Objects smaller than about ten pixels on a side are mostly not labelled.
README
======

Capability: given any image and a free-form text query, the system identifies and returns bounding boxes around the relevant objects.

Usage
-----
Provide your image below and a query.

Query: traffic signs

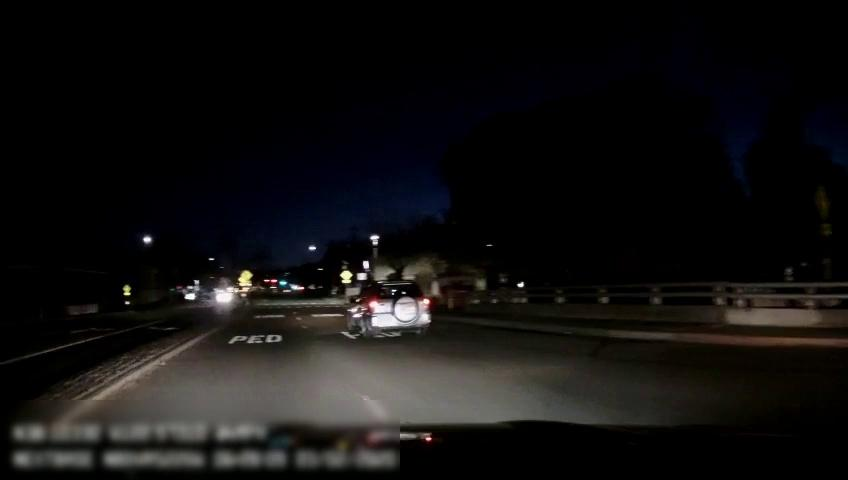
[339,269,353,280]
[817,226,836,238]
[815,186,836,218]
[240,268,253,281]
[122,284,133,293]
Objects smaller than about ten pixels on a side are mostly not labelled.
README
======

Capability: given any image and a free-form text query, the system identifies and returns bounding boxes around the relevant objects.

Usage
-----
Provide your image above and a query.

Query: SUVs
[343,280,432,343]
